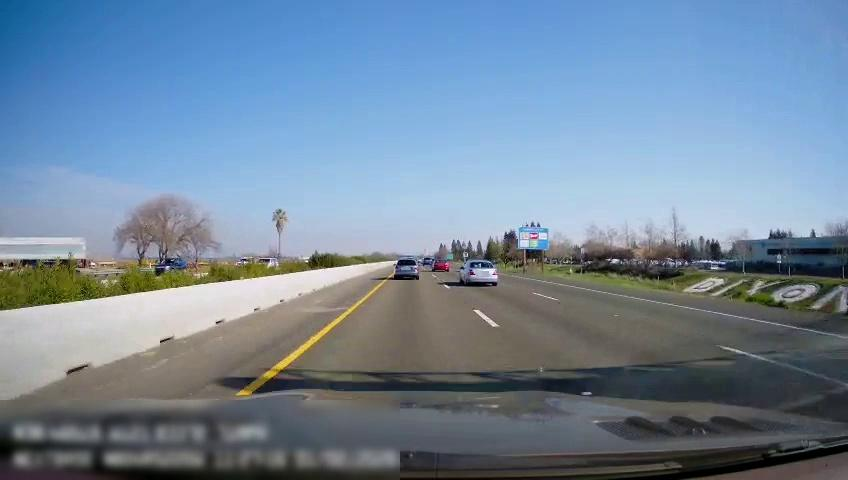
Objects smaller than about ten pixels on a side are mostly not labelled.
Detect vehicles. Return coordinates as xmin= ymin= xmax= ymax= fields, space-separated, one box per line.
xmin=459 ymin=259 xmax=498 ymax=287
xmin=154 ymin=257 xmax=190 ymax=277
xmin=430 ymin=259 xmax=451 ymax=272
xmin=422 ymin=257 xmax=434 ymax=267
xmin=234 ymin=257 xmax=256 ymax=267
xmin=393 ymin=257 xmax=420 ymax=280
xmin=255 ymin=257 xmax=280 ymax=270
